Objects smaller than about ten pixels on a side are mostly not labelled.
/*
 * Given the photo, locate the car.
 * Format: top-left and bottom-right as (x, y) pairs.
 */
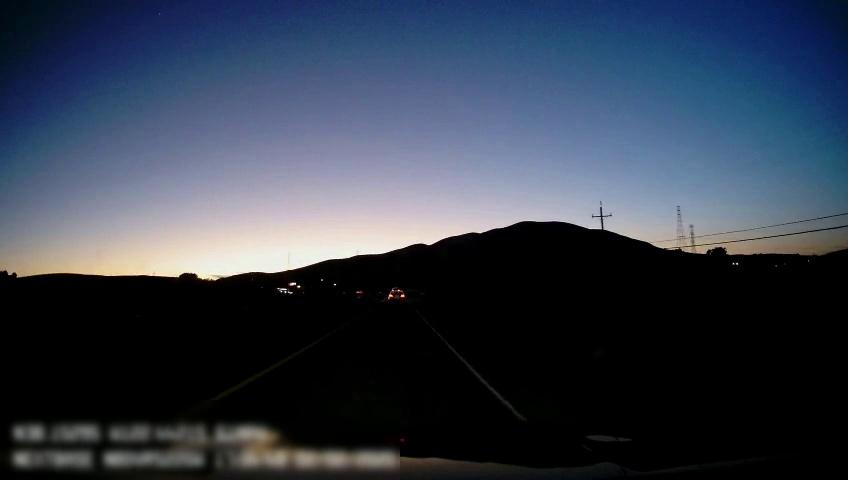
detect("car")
(387, 288), (406, 303)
